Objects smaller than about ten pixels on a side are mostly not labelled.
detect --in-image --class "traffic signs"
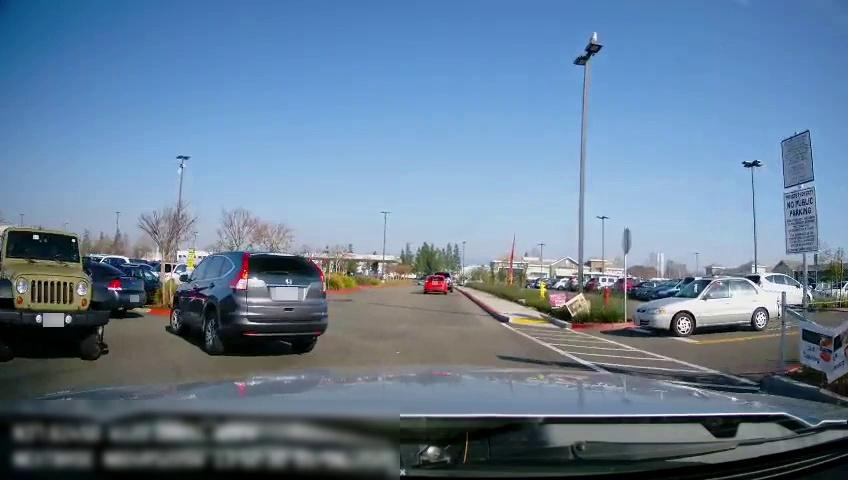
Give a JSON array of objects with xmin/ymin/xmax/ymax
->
[
  {"xmin": 783, "ymin": 184, "xmax": 818, "ymax": 255},
  {"xmin": 187, "ymin": 253, "xmax": 194, "ymax": 267}
]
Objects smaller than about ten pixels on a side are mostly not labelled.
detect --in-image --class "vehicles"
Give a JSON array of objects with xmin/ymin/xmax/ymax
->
[
  {"xmin": 99, "ymin": 255, "xmax": 132, "ymax": 263},
  {"xmin": 435, "ymin": 271, "xmax": 454, "ymax": 293},
  {"xmin": 82, "ymin": 260, "xmax": 148, "ymax": 311},
  {"xmin": 169, "ymin": 249, "xmax": 329, "ymax": 356},
  {"xmin": 0, "ymin": 226, "xmax": 112, "ymax": 363},
  {"xmin": 744, "ymin": 272, "xmax": 815, "ymax": 307},
  {"xmin": 119, "ymin": 262, "xmax": 162, "ymax": 302},
  {"xmin": 151, "ymin": 261, "xmax": 195, "ymax": 285},
  {"xmin": 633, "ymin": 276, "xmax": 780, "ymax": 338},
  {"xmin": 424, "ymin": 274, "xmax": 449, "ymax": 295}
]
